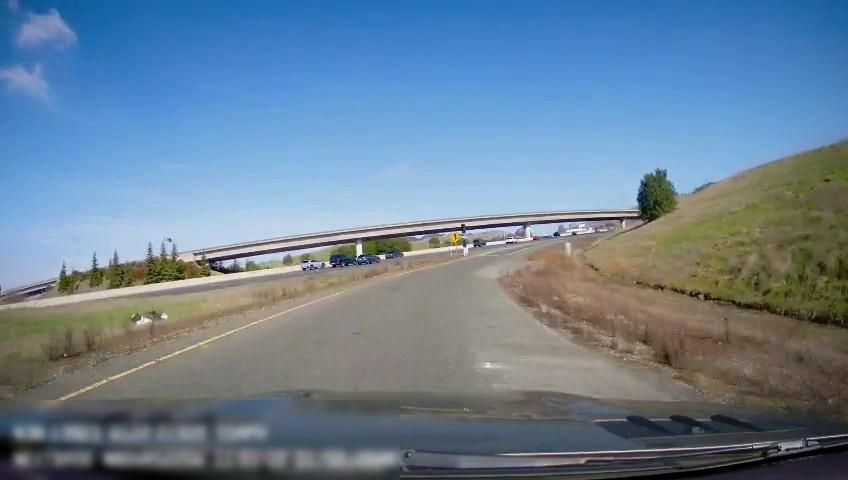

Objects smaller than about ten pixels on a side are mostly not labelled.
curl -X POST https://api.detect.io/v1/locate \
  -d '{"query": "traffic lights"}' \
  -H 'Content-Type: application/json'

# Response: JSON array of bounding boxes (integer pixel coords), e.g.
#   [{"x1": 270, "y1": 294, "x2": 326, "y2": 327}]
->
[
  {"x1": 460, "y1": 223, "x2": 467, "y2": 234},
  {"x1": 461, "y1": 238, "x2": 468, "y2": 249}
]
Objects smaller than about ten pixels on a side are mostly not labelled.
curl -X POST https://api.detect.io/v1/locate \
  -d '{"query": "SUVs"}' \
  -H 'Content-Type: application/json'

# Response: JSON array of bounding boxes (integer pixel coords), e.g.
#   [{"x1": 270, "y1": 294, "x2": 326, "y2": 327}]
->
[
  {"x1": 329, "y1": 253, "x2": 360, "y2": 268},
  {"x1": 505, "y1": 236, "x2": 518, "y2": 245}
]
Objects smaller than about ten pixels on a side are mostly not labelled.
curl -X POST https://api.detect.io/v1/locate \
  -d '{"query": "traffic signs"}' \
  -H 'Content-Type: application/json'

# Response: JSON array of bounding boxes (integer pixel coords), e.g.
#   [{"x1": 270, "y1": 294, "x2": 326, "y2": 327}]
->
[{"x1": 448, "y1": 230, "x2": 463, "y2": 246}]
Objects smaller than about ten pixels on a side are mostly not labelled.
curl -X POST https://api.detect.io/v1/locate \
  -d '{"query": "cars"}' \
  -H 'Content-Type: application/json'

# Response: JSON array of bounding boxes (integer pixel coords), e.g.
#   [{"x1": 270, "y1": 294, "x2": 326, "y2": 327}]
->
[
  {"x1": 300, "y1": 258, "x2": 326, "y2": 271},
  {"x1": 354, "y1": 254, "x2": 381, "y2": 266},
  {"x1": 472, "y1": 238, "x2": 488, "y2": 248},
  {"x1": 384, "y1": 249, "x2": 406, "y2": 260}
]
